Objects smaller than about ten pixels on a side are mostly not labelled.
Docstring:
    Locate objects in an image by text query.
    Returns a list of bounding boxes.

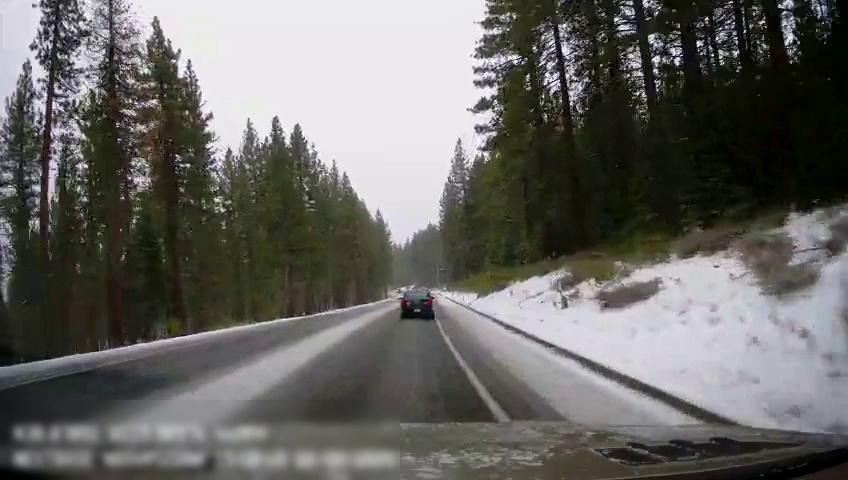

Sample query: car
[400,290,435,320]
